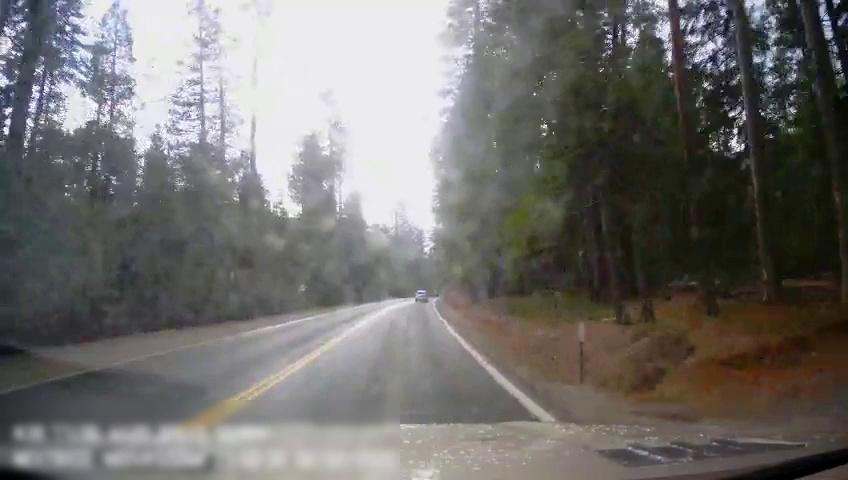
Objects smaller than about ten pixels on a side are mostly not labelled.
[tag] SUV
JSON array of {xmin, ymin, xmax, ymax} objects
[{"xmin": 414, "ymin": 289, "xmax": 429, "ymax": 303}]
